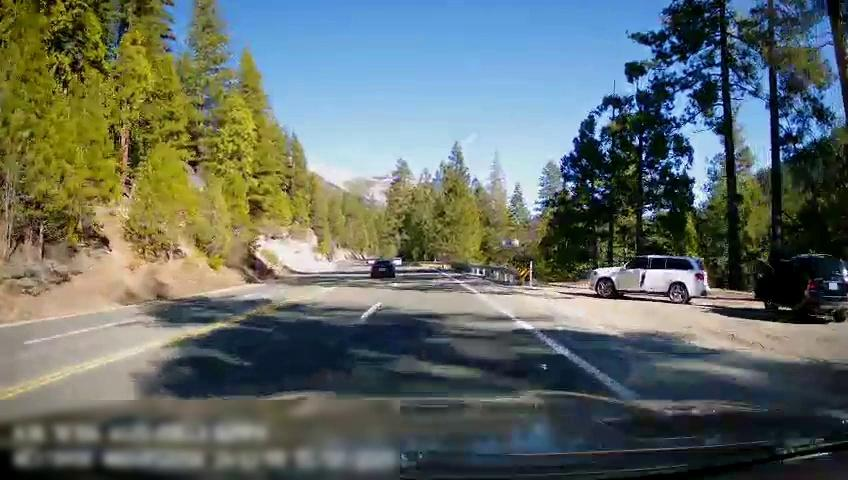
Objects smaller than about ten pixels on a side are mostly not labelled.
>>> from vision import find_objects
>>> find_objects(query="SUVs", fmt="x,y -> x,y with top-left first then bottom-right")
752,253 -> 848,323
588,254 -> 709,305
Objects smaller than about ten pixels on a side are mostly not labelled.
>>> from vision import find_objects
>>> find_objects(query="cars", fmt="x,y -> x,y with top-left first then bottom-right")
370,260 -> 396,279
